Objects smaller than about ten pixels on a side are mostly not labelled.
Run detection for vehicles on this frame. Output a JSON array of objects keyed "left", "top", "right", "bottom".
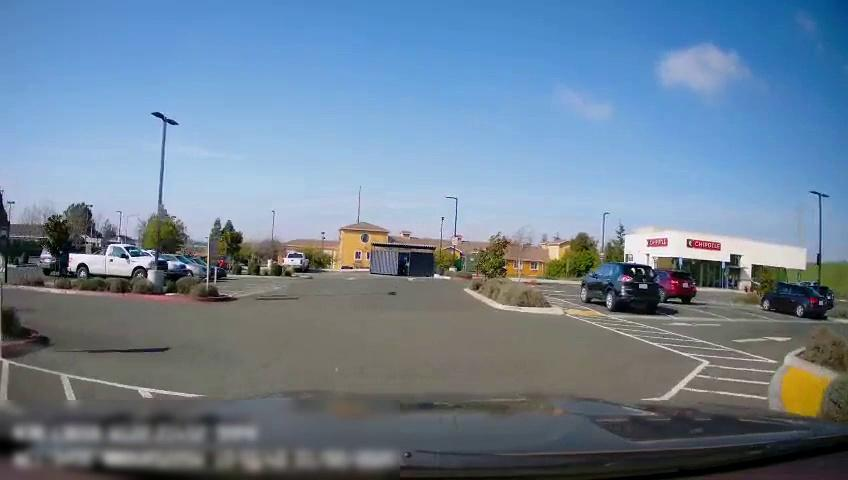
[
  {"left": 68, "top": 242, "right": 168, "bottom": 280},
  {"left": 657, "top": 269, "right": 697, "bottom": 303},
  {"left": 284, "top": 251, "right": 310, "bottom": 270},
  {"left": 580, "top": 263, "right": 662, "bottom": 313},
  {"left": 760, "top": 284, "right": 827, "bottom": 318},
  {"left": 813, "top": 285, "right": 837, "bottom": 311}
]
